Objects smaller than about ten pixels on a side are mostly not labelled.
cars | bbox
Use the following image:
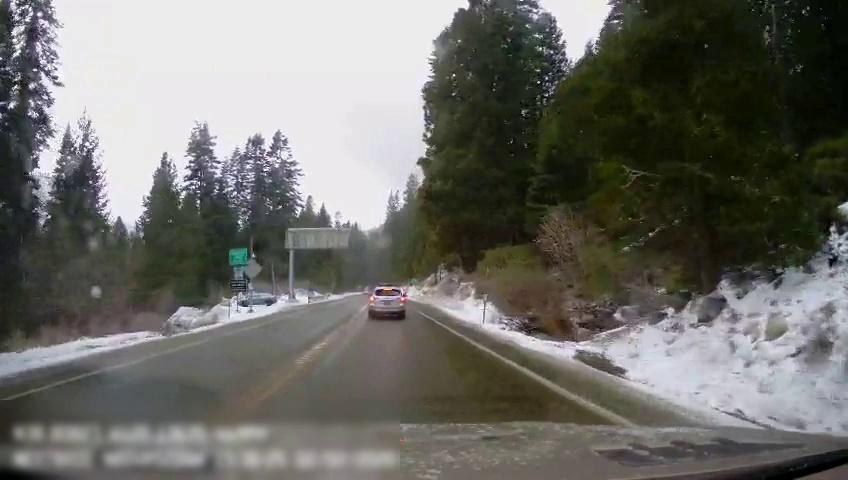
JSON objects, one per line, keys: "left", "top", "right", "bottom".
{"left": 238, "top": 292, "right": 278, "bottom": 308}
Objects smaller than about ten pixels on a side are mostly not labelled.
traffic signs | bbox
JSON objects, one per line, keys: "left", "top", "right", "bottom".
{"left": 228, "top": 278, "right": 248, "bottom": 293}
{"left": 228, "top": 247, "right": 248, "bottom": 266}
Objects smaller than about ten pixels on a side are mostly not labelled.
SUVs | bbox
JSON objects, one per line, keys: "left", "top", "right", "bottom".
{"left": 367, "top": 286, "right": 408, "bottom": 321}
